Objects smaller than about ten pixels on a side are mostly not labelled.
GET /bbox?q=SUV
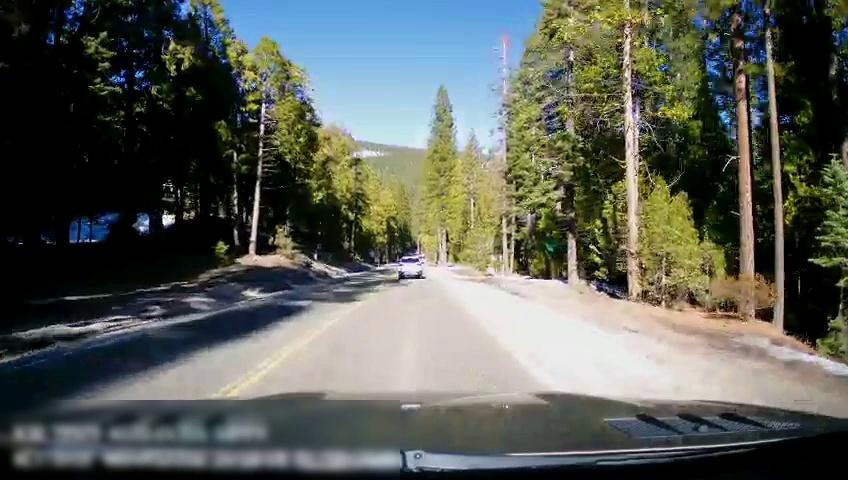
[398,255,425,280]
